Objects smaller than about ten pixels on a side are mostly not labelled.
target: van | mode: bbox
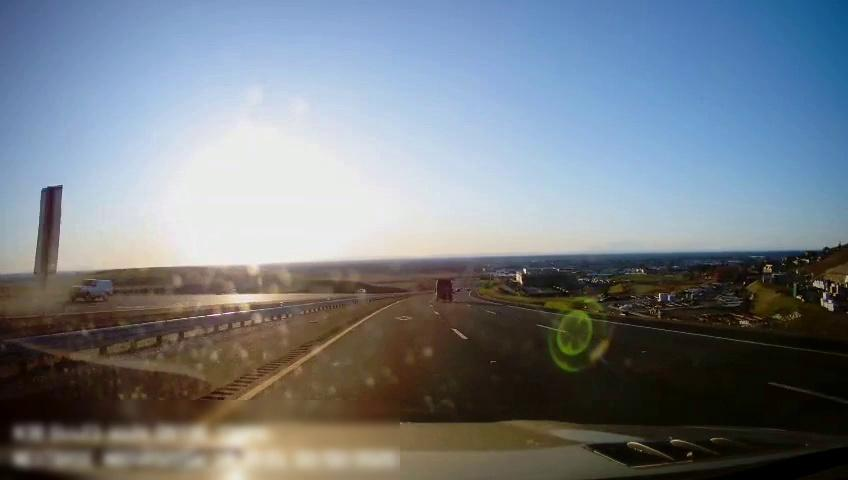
[69,279,113,304]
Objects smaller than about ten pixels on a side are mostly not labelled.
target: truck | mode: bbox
[436,279,452,302]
